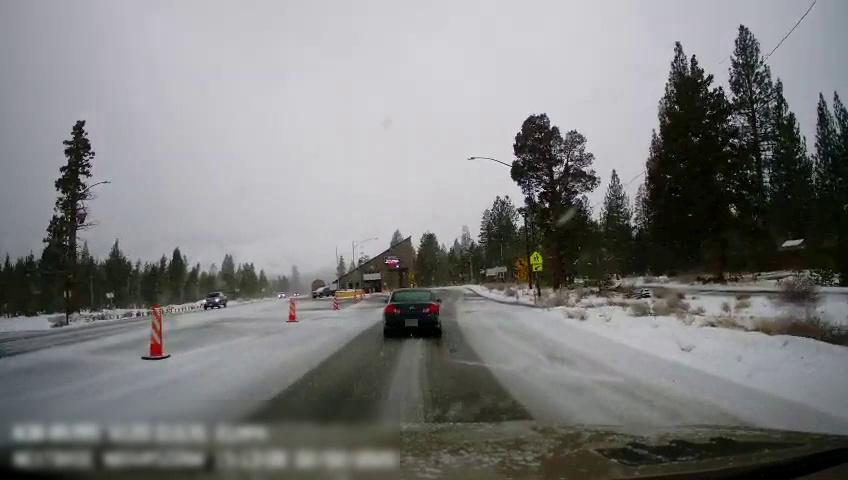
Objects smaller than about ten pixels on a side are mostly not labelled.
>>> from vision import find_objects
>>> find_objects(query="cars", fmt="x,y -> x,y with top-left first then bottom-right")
383,289 -> 442,338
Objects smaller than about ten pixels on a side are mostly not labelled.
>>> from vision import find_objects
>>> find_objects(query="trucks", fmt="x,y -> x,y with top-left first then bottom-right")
312,287 -> 337,298
204,292 -> 227,310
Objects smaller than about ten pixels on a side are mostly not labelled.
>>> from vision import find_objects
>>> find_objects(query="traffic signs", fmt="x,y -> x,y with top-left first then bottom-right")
516,259 -> 527,270
532,264 -> 543,272
486,269 -> 498,276
494,267 -> 507,273
517,271 -> 528,280
530,251 -> 543,264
